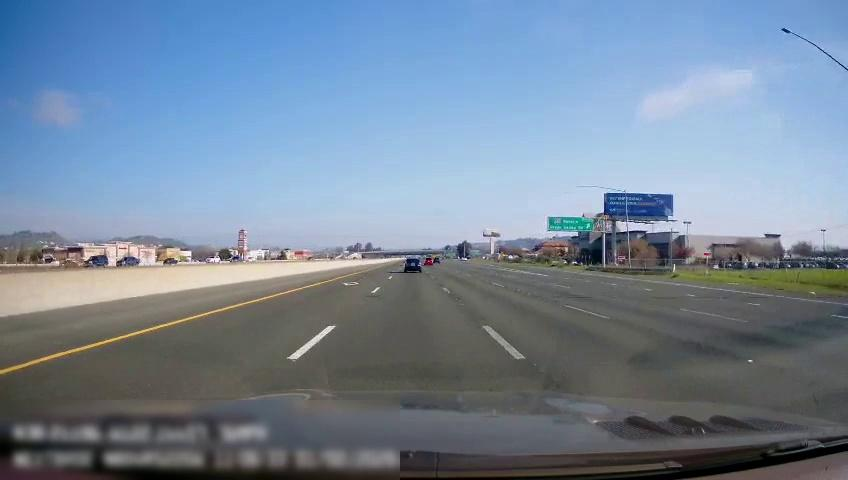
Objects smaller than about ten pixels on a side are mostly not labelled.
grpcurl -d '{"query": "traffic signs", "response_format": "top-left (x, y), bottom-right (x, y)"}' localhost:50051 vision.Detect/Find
top-left (545, 217), bottom-right (595, 233)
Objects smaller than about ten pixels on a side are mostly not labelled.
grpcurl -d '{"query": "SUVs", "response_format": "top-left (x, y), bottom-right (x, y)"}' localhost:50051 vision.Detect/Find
top-left (205, 255), bottom-right (221, 265)
top-left (86, 255), bottom-right (109, 268)
top-left (403, 259), bottom-right (421, 273)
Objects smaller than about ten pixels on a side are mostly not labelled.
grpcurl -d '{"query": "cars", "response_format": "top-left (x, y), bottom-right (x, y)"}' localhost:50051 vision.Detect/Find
top-left (423, 258), bottom-right (434, 266)
top-left (116, 256), bottom-right (140, 267)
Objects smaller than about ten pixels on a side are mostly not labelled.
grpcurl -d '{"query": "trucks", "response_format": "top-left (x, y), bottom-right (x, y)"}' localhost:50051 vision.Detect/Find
top-left (163, 257), bottom-right (179, 265)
